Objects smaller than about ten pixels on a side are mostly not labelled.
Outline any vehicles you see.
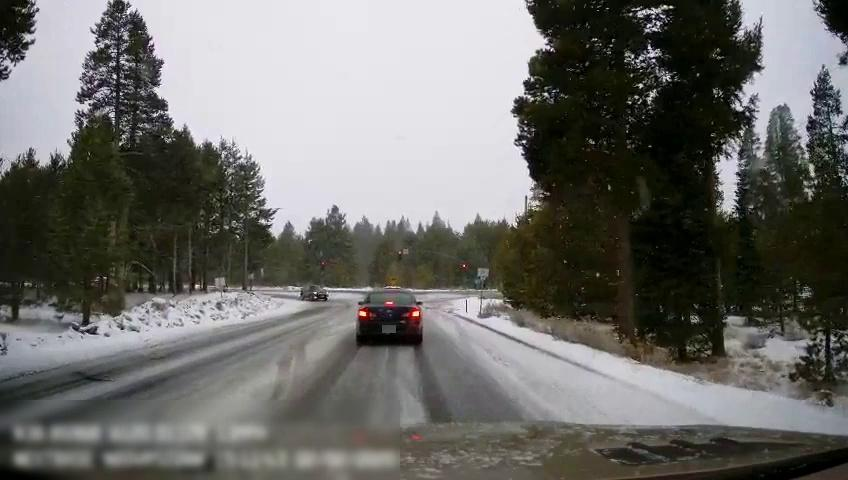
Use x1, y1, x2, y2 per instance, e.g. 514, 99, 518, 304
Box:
357, 291, 423, 344
383, 286, 402, 292
300, 286, 329, 301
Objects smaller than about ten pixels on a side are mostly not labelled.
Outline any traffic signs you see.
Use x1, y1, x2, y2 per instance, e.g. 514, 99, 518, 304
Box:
477, 268, 489, 277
